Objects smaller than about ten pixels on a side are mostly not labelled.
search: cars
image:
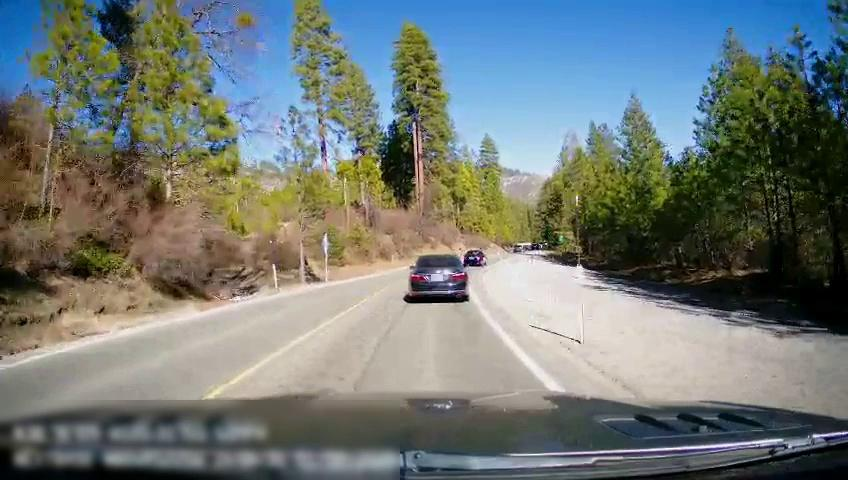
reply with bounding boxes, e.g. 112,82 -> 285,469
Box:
462,249 -> 488,267
408,254 -> 469,299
